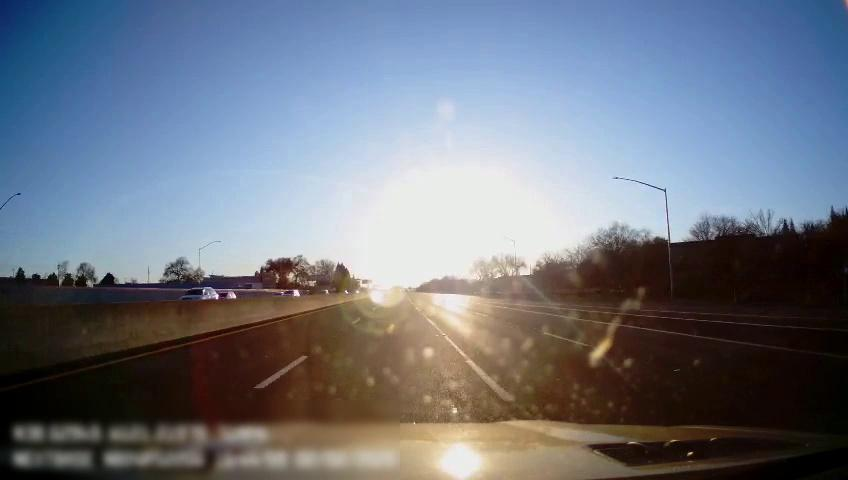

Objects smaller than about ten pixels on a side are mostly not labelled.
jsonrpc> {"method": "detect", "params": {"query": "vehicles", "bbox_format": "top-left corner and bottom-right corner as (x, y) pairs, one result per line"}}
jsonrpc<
(272, 292), (284, 299)
(281, 290), (301, 299)
(217, 292), (237, 302)
(178, 287), (219, 303)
